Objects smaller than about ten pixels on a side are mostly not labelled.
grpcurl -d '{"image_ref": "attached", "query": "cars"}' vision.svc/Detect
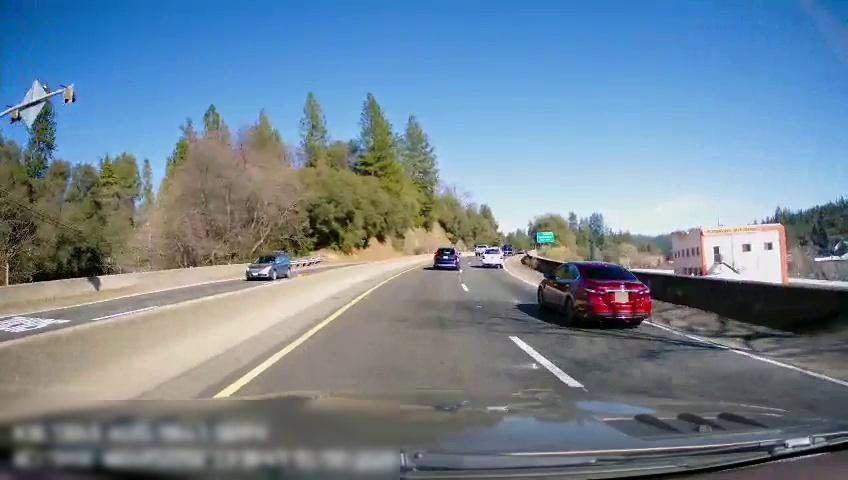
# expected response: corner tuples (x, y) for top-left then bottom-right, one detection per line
(536, 261), (651, 329)
(244, 255), (293, 282)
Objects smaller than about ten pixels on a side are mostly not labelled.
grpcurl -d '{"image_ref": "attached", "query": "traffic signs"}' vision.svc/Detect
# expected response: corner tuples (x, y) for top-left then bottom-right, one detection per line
(537, 232), (559, 243)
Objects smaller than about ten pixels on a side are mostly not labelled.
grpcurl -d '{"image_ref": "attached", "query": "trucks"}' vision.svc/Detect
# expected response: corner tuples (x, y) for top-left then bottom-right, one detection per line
(475, 244), (489, 256)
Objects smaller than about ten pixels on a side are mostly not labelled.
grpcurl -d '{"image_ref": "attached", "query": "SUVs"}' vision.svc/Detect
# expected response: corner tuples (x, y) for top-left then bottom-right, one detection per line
(480, 247), (505, 268)
(433, 248), (460, 270)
